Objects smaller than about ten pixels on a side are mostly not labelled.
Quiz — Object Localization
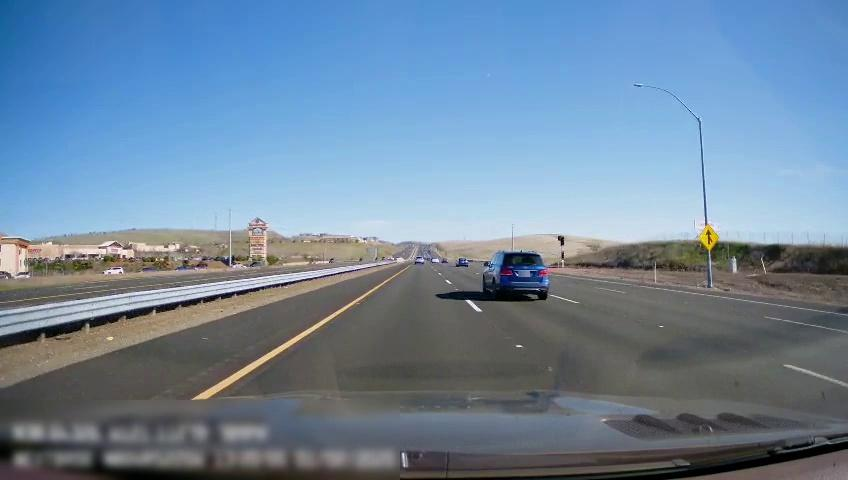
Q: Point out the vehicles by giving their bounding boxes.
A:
[455,257,469,267]
[193,263,208,270]
[138,267,158,273]
[231,263,243,268]
[174,266,190,271]
[430,256,440,265]
[15,271,33,278]
[482,251,549,300]
[101,266,124,275]
[0,270,12,280]
[414,256,424,265]
[249,261,261,267]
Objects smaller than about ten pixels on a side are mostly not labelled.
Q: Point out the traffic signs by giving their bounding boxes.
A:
[697,224,720,252]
